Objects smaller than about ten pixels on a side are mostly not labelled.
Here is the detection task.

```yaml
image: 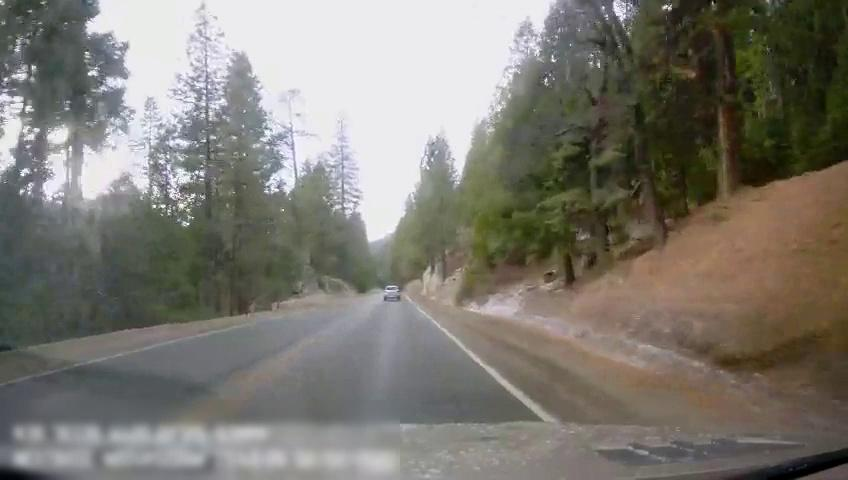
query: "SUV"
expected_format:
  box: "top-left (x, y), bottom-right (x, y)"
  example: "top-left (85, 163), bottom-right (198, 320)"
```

top-left (383, 285), bottom-right (402, 301)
